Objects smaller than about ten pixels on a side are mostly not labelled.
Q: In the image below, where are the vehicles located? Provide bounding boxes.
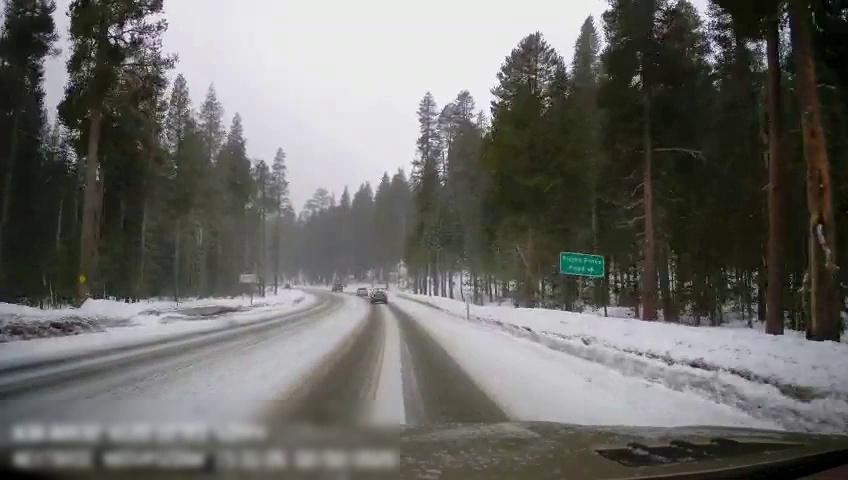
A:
[370,287,388,304]
[355,287,368,297]
[332,284,343,292]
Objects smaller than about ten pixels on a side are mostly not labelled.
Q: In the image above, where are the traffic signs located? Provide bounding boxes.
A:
[560,251,605,278]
